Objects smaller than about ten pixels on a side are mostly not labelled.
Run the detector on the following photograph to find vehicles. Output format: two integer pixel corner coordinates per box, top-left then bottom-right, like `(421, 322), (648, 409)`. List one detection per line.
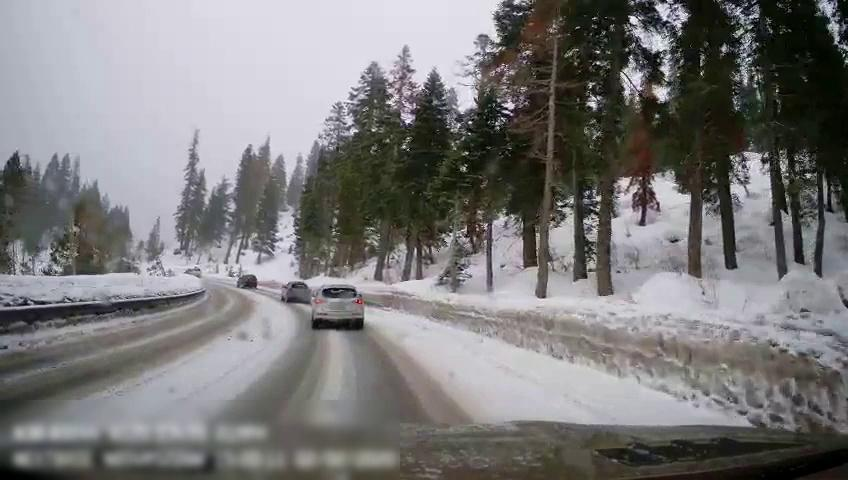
(280, 280), (311, 304)
(311, 284), (365, 332)
(191, 267), (203, 276)
(236, 273), (259, 289)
